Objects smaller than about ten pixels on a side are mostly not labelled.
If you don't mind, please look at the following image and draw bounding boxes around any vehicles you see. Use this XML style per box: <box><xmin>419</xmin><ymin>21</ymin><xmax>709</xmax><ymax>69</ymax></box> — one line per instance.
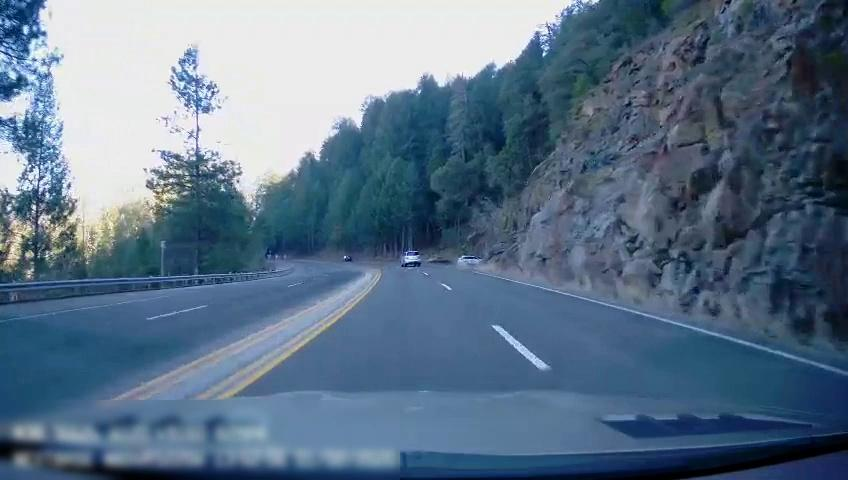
<box><xmin>457</xmin><ymin>255</ymin><xmax>484</xmax><ymax>266</ymax></box>
<box><xmin>399</xmin><ymin>250</ymin><xmax>422</xmax><ymax>268</ymax></box>
<box><xmin>428</xmin><ymin>255</ymin><xmax>453</xmax><ymax>265</ymax></box>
